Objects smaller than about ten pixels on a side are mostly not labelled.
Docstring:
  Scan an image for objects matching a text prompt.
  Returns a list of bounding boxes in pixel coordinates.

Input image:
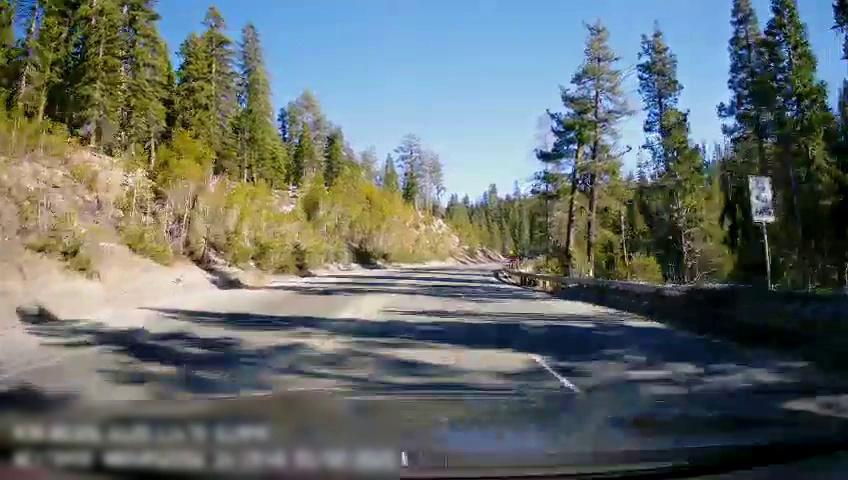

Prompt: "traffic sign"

[747,173,776,224]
